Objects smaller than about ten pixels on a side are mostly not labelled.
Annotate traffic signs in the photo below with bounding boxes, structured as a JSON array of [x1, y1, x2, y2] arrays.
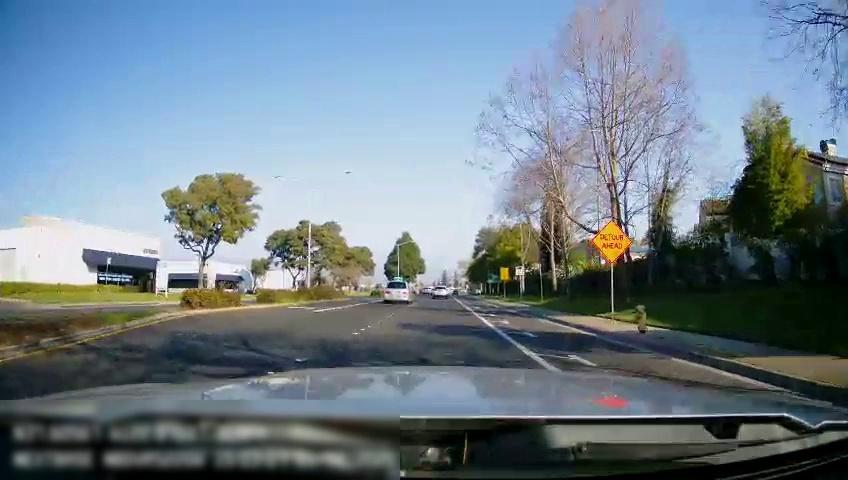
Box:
[[487, 272, 499, 284], [499, 266, 511, 281], [515, 265, 525, 276], [592, 219, 633, 263]]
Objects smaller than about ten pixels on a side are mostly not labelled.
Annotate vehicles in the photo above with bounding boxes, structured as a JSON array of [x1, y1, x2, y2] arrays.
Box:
[[431, 284, 450, 299], [421, 286, 434, 296], [383, 280, 413, 303]]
